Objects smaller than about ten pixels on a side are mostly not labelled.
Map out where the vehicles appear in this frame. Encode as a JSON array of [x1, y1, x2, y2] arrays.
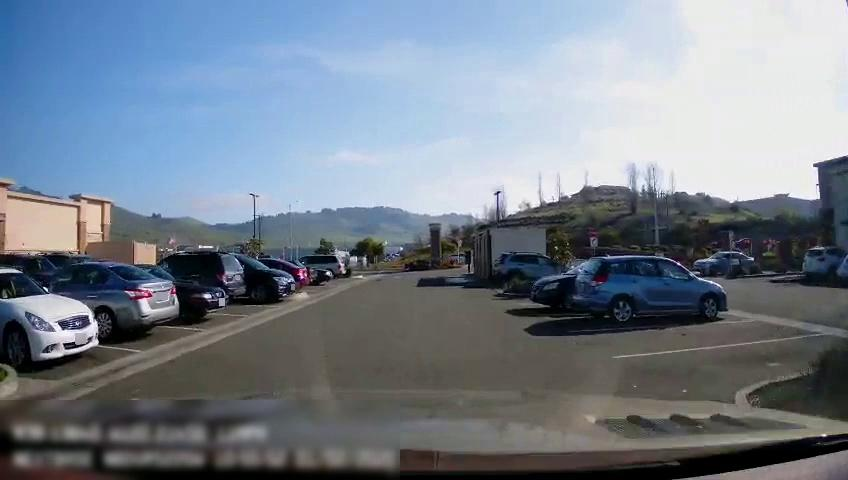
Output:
[[835, 255, 848, 285], [158, 252, 248, 298], [529, 264, 584, 311], [36, 261, 180, 345], [231, 252, 296, 302], [0, 267, 99, 373], [571, 254, 730, 324], [800, 246, 848, 283], [316, 268, 335, 281], [494, 251, 569, 283], [693, 250, 758, 277], [131, 262, 230, 320], [259, 257, 309, 282], [303, 253, 347, 277]]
